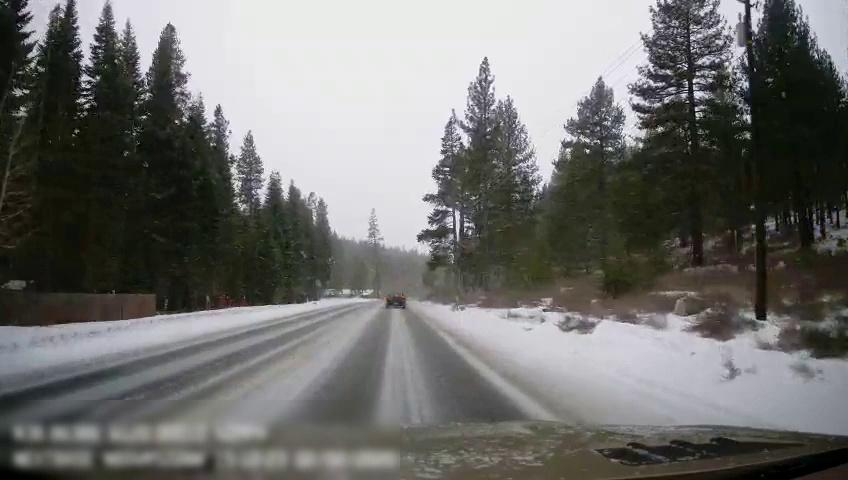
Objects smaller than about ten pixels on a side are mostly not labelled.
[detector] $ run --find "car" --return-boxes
[385,291,406,310]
